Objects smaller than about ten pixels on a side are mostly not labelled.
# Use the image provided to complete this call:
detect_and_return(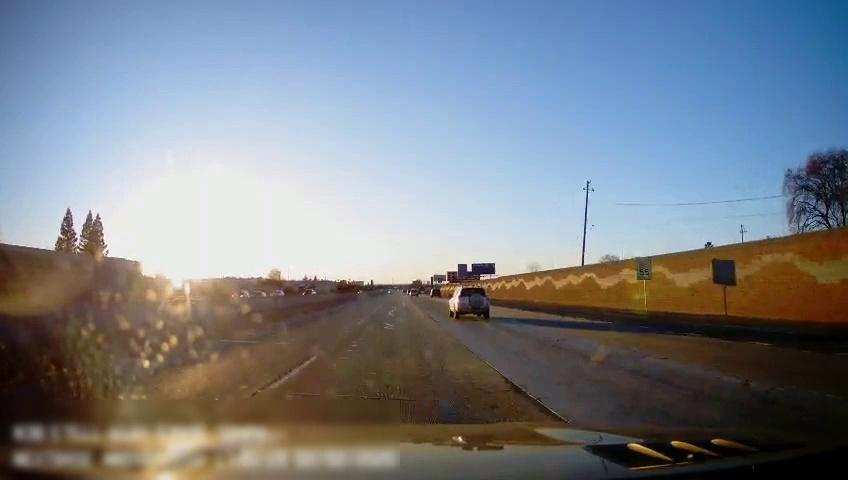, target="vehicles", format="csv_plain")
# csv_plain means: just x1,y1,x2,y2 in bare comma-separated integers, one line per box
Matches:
430,289,442,298
270,289,285,296
231,290,250,299
249,290,267,299
302,289,317,296
448,286,490,320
